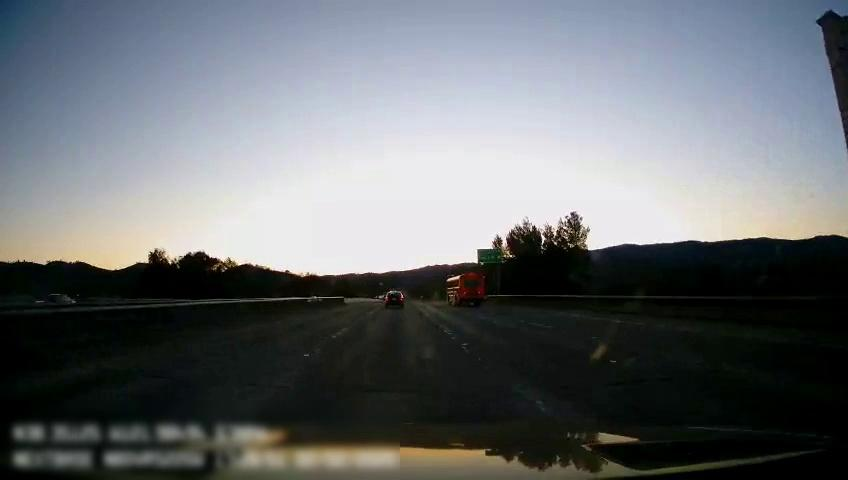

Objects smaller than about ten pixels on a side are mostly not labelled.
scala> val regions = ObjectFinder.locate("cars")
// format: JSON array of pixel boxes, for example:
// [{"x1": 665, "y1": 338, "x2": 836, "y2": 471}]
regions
[
  {"x1": 385, "y1": 290, "x2": 405, "y2": 307},
  {"x1": 34, "y1": 293, "x2": 76, "y2": 305}
]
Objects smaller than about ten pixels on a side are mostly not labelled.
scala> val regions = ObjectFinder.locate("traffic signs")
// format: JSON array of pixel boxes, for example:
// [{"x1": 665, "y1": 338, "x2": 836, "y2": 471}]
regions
[{"x1": 477, "y1": 248, "x2": 502, "y2": 263}]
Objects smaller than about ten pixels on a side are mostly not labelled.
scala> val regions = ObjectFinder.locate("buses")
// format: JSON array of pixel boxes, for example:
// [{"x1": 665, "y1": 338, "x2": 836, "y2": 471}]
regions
[{"x1": 446, "y1": 272, "x2": 485, "y2": 307}]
